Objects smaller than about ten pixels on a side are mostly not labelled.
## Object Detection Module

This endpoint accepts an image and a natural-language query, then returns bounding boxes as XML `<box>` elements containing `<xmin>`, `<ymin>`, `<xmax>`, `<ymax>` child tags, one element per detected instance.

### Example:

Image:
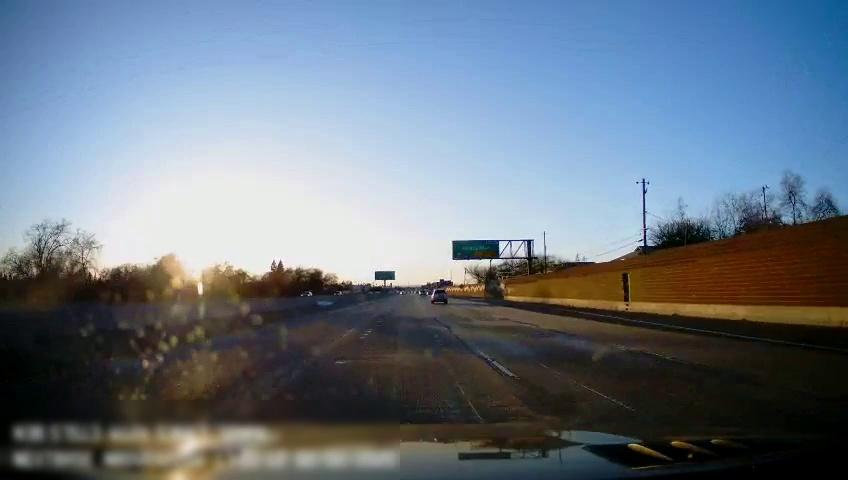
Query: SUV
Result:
<box><xmin>431</xmin><ymin>289</ymin><xmax>448</xmax><ymax>305</ymax></box>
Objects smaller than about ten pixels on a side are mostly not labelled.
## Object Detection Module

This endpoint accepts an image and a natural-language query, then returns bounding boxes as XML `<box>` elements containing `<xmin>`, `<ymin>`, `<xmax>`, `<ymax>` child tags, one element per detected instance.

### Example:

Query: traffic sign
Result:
<box><xmin>452</xmin><ymin>239</ymin><xmax>499</xmax><ymax>259</ymax></box>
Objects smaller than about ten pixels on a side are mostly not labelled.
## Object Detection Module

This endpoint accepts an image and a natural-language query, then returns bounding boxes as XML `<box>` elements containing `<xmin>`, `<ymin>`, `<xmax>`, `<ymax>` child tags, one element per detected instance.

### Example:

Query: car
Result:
<box><xmin>300</xmin><ymin>291</ymin><xmax>312</xmax><ymax>296</ymax></box>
